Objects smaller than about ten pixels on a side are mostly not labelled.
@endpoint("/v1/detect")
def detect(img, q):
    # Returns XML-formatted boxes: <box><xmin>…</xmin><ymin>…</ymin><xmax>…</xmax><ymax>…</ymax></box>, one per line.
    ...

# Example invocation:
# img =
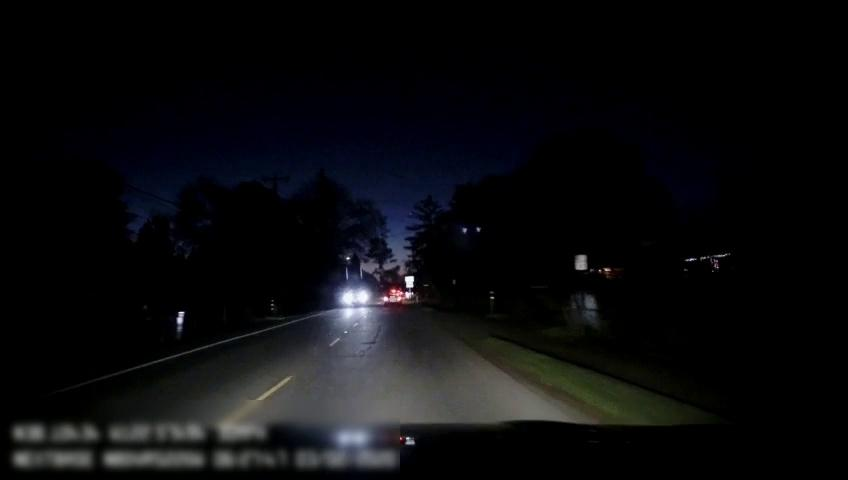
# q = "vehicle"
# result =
<box><xmin>383</xmin><ymin>291</ymin><xmax>402</xmax><ymax>307</ymax></box>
